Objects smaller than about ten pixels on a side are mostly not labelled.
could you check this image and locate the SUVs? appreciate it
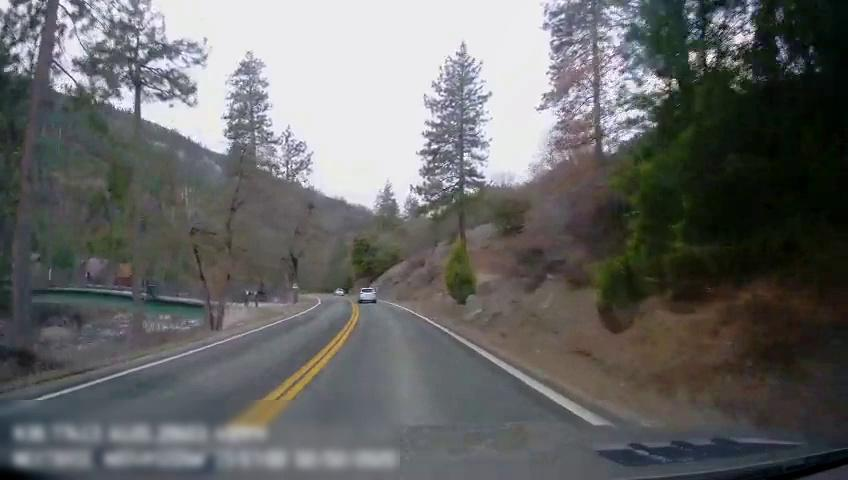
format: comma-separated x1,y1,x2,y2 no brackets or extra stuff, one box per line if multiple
358,287,377,304
334,288,345,297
